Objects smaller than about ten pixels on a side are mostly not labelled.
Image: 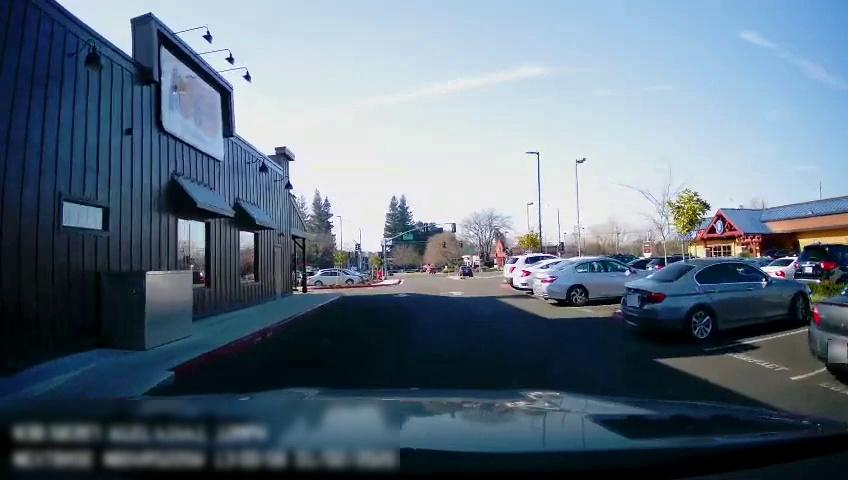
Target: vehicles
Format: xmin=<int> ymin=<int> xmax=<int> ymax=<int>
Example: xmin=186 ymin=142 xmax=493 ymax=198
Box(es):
xmin=625 ymin=258 xmax=654 ymax=270
xmin=533 ymin=257 xmax=655 ymax=307
xmin=759 ymin=257 xmax=798 ymax=280
xmin=340 ymin=271 xmax=364 ymax=282
xmin=793 ymin=243 xmax=848 ymax=296
xmin=306 ymin=271 xmax=359 ymax=286
xmin=512 ymin=258 xmax=571 ymax=294
xmin=808 ymin=285 xmax=848 ymax=377
xmin=460 ymin=266 xmax=473 ymax=277
xmin=645 ymin=256 xmax=690 ymax=272
xmin=504 ymin=254 xmax=561 ymax=286
xmin=745 ymin=258 xmax=776 ymax=268
xmin=621 ymin=259 xmax=810 ymax=345
xmin=606 ymin=254 xmax=637 ymax=264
